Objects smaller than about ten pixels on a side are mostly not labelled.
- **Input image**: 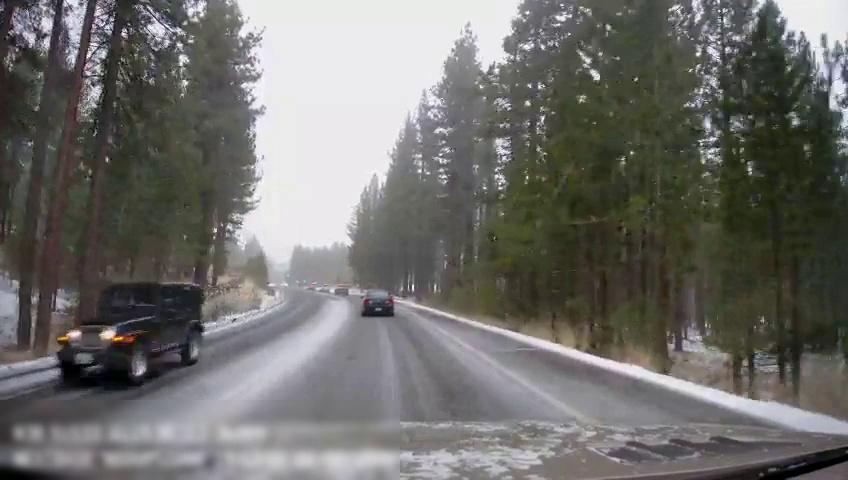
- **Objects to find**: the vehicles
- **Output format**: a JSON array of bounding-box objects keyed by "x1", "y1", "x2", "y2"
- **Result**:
[
  {"x1": 362, "y1": 291, "x2": 394, "y2": 317},
  {"x1": 55, "y1": 280, "x2": 206, "y2": 388},
  {"x1": 334, "y1": 284, "x2": 349, "y2": 297}
]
